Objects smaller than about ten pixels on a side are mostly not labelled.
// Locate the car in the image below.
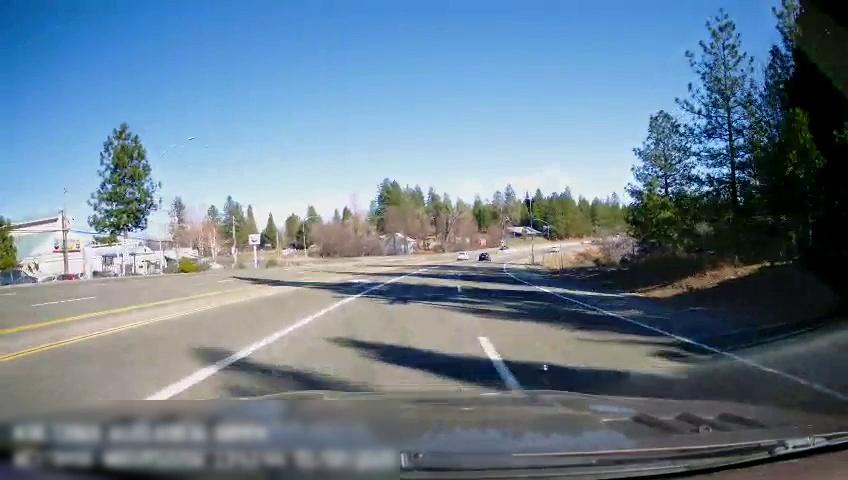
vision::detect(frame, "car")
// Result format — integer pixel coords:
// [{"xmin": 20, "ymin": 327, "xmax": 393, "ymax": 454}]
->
[{"xmin": 478, "ymin": 252, "xmax": 490, "ymax": 261}]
